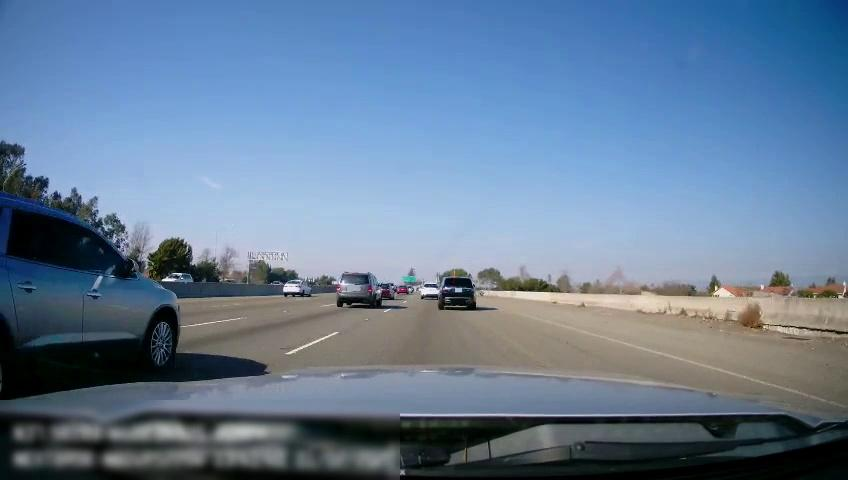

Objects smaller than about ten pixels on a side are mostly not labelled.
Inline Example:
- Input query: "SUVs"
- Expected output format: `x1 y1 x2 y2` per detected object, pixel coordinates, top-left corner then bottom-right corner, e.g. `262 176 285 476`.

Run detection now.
421 282 440 300
336 271 384 309
161 273 194 283
437 276 477 311
0 190 182 400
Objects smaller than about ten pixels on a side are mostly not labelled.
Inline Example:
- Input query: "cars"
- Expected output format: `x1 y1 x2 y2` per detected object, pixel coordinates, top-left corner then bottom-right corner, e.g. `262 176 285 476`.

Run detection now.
396 285 409 295
372 282 395 300
282 280 312 297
